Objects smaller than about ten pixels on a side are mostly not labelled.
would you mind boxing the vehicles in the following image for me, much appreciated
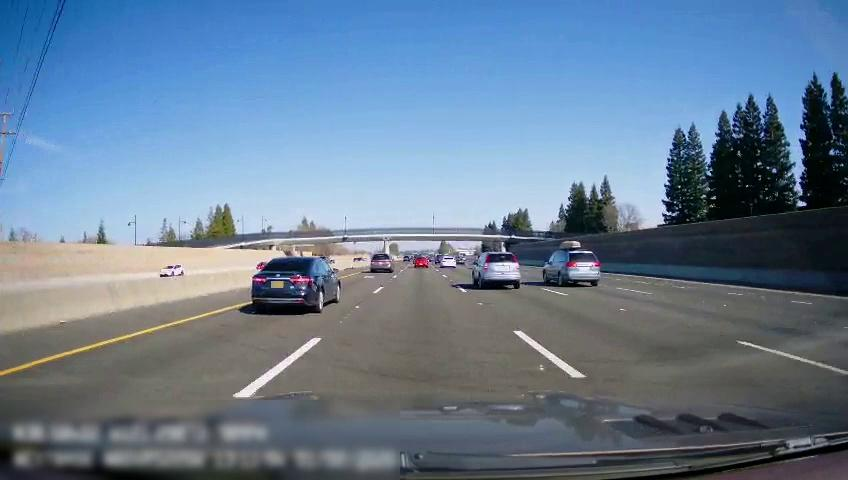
[414,256,429,269]
[250,255,342,314]
[471,251,522,290]
[370,253,395,274]
[439,255,457,269]
[318,255,332,265]
[255,261,270,270]
[541,240,602,288]
[434,254,444,265]
[158,264,185,278]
